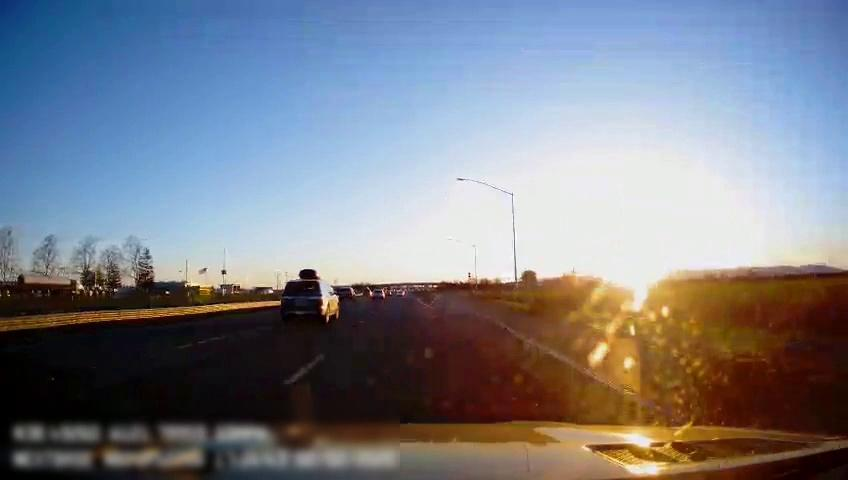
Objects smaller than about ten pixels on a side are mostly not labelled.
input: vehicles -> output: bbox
[279,269,340,327]
[334,288,353,300]
[362,287,373,299]
[373,288,386,300]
